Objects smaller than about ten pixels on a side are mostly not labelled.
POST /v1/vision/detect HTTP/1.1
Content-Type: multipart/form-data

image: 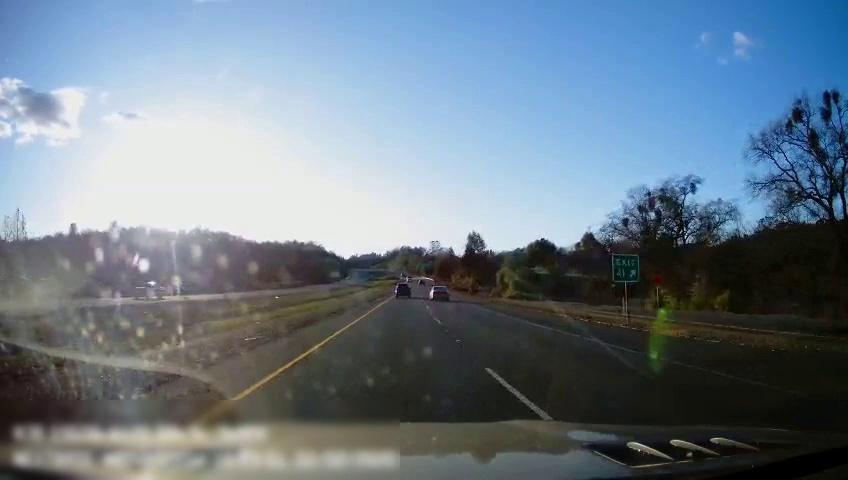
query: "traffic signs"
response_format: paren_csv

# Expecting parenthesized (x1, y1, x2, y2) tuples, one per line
(416, 263, 431, 270)
(611, 253, 641, 284)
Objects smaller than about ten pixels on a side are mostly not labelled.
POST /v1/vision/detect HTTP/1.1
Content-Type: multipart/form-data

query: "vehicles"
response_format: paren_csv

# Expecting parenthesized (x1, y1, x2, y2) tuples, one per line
(134, 281, 168, 301)
(396, 283, 411, 298)
(429, 285, 449, 301)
